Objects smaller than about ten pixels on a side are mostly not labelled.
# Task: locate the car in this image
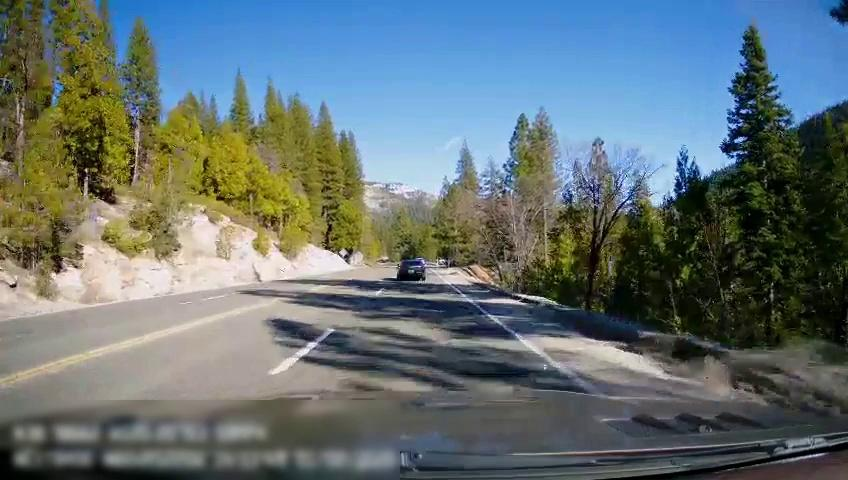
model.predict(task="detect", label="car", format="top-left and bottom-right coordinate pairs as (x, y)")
top-left (397, 258), bottom-right (426, 281)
